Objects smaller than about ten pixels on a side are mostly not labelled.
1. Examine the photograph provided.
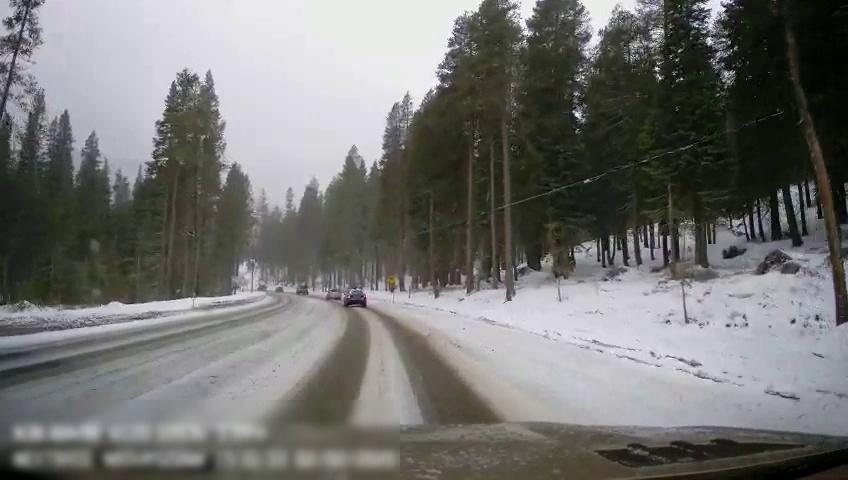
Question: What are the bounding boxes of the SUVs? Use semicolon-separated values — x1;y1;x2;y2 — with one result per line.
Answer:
343;286;367;308
296;286;309;295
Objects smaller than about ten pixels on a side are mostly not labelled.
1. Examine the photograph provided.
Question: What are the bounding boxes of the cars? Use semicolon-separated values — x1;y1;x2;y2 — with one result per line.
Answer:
326;290;341;301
